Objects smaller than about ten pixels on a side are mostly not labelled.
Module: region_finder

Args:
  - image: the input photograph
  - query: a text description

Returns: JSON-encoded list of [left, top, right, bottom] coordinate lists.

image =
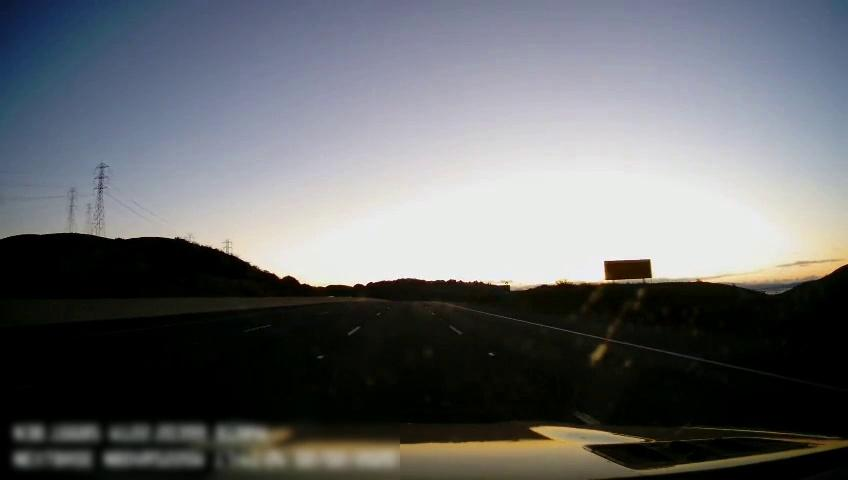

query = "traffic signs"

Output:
[[604, 259, 653, 282], [491, 284, 510, 293]]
